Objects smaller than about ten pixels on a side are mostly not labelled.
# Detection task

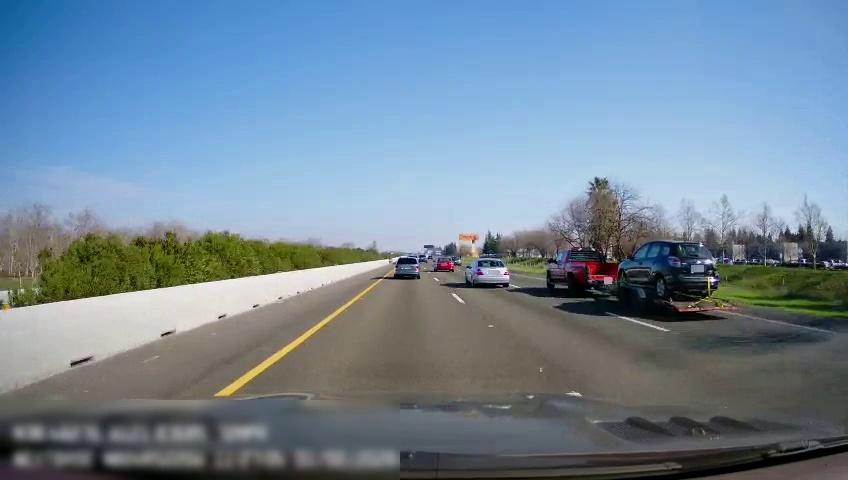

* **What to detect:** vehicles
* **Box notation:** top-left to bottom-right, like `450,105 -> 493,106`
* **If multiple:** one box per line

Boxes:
453,256 -> 460,264
418,254 -> 428,265
394,256 -> 421,279
464,258 -> 510,288
434,255 -> 456,272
